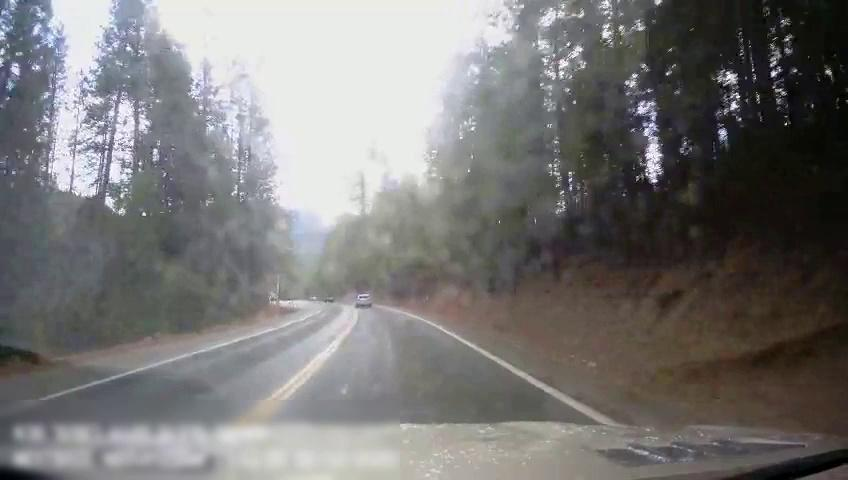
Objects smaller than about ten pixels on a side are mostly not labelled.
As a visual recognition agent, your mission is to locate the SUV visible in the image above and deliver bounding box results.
[354,293,373,308]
